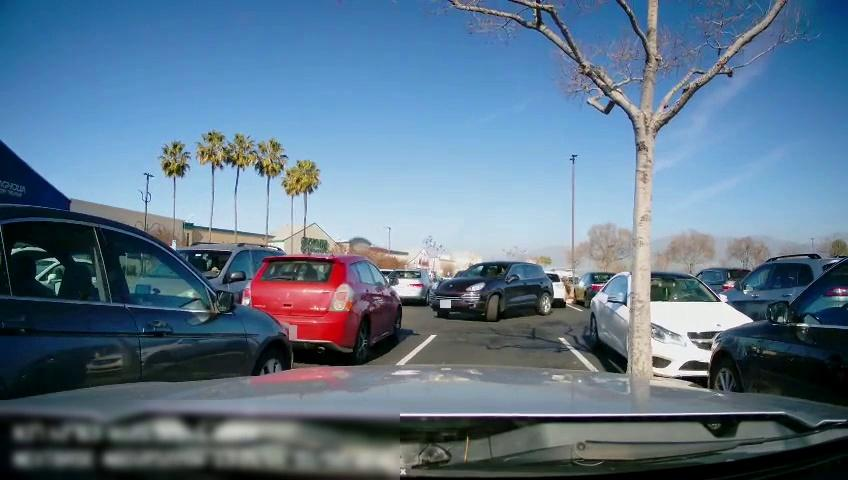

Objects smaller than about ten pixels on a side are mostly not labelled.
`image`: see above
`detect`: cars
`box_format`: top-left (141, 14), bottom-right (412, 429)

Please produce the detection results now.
top-left (0, 202), bottom-right (296, 402)
top-left (573, 272), bottom-right (623, 309)
top-left (529, 271), bottom-right (567, 309)
top-left (589, 270), bottom-right (768, 379)
top-left (386, 269), bottom-right (439, 307)
top-left (240, 255), bottom-right (403, 367)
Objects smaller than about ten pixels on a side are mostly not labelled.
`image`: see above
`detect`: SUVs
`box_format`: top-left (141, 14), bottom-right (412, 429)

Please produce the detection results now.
top-left (707, 256), bottom-right (848, 406)
top-left (367, 268), bottom-right (411, 289)
top-left (706, 252), bottom-right (848, 341)
top-left (115, 241), bottom-right (298, 319)
top-left (429, 261), bottom-right (555, 323)
top-left (687, 268), bottom-right (761, 302)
